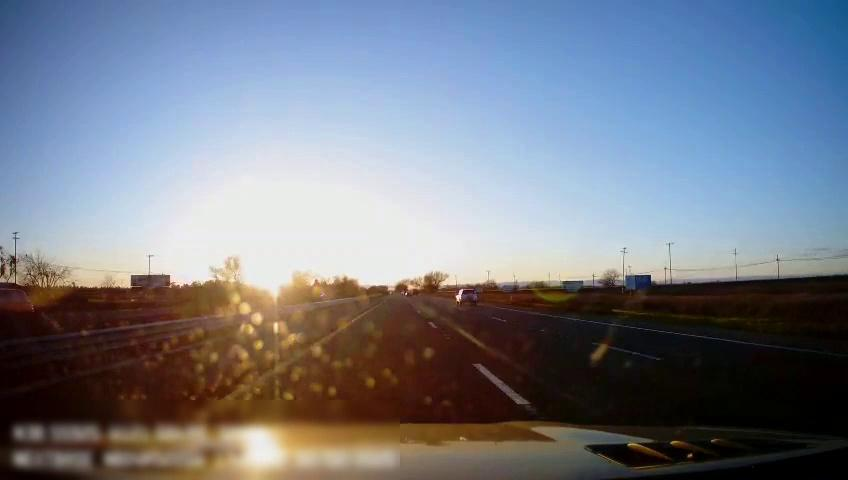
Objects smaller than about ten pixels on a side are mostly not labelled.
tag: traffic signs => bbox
[559,279,583,291]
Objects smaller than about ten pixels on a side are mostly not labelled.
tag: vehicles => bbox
[456,289,478,305]
[0,288,33,317]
